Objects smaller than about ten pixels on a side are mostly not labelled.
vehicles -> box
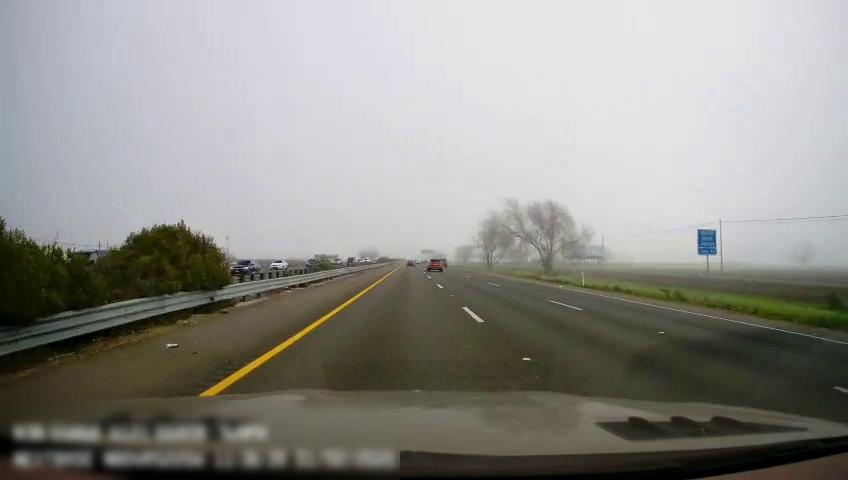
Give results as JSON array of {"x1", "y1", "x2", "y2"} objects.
[
  {"x1": 426, "y1": 258, "x2": 443, "y2": 273},
  {"x1": 439, "y1": 258, "x2": 447, "y2": 268},
  {"x1": 269, "y1": 259, "x2": 288, "y2": 271},
  {"x1": 230, "y1": 259, "x2": 261, "y2": 277}
]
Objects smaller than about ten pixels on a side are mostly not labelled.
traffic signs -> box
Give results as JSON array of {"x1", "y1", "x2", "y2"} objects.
[{"x1": 697, "y1": 228, "x2": 717, "y2": 255}]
